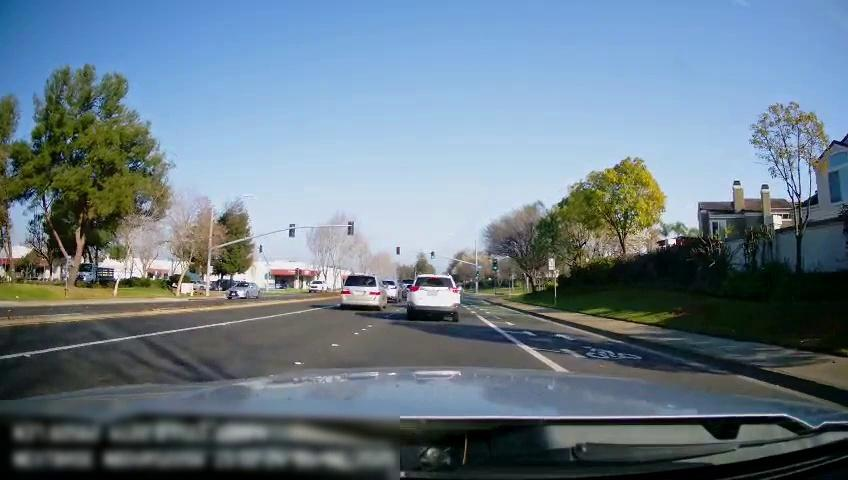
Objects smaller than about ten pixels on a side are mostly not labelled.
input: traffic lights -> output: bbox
[491,258,499,272]
[288,223,296,238]
[346,220,355,236]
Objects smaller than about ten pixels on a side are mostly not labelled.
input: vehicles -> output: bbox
[406,273,461,322]
[188,279,214,291]
[396,278,418,297]
[379,280,403,303]
[308,279,328,293]
[340,274,389,311]
[214,278,241,291]
[226,281,261,300]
